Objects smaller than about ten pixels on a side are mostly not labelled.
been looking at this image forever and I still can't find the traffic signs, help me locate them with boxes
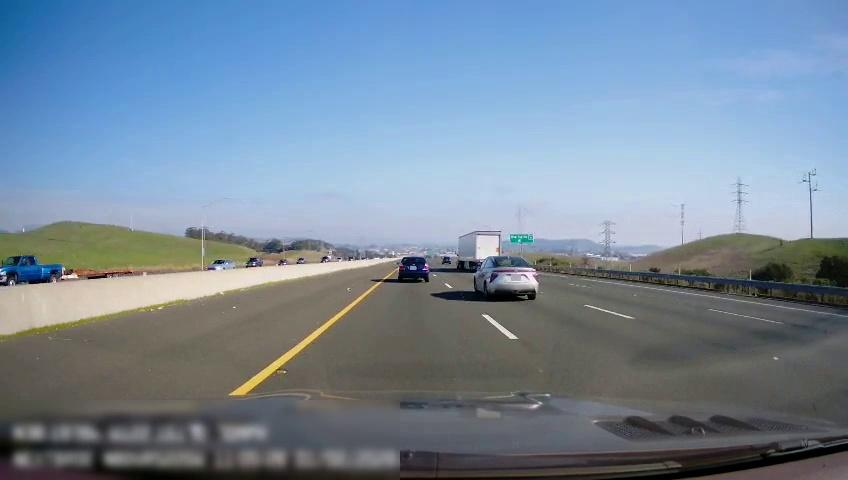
[509,232,536,247]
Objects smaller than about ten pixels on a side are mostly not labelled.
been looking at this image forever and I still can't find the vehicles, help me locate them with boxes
[456,230,503,271]
[397,257,429,282]
[244,257,264,269]
[0,255,65,287]
[473,255,540,301]
[440,254,451,263]
[206,259,237,272]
